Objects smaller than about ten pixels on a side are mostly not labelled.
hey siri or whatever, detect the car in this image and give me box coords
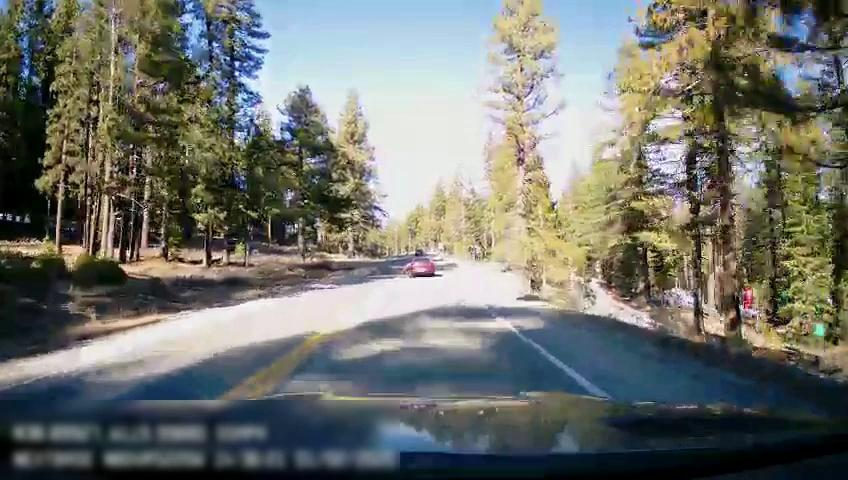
[409,257,433,278]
